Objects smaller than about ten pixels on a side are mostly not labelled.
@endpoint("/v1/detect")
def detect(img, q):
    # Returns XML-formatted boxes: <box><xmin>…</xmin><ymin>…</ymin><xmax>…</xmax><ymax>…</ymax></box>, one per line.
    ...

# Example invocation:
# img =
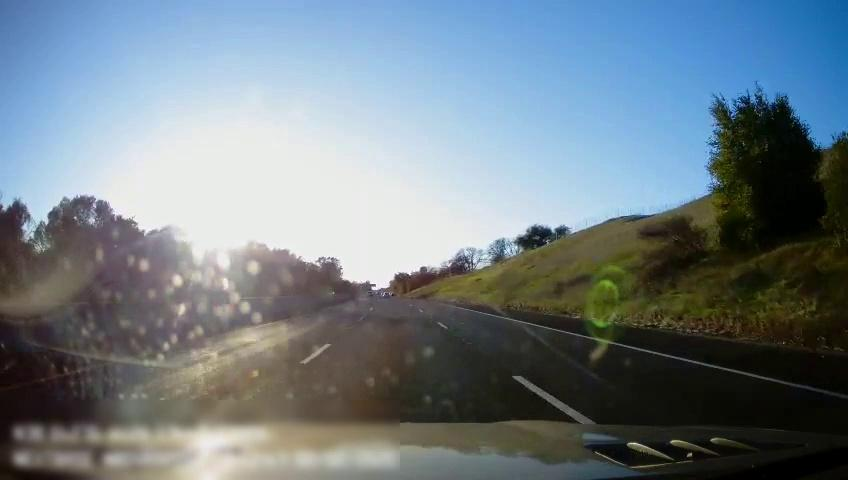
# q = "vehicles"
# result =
<box><xmin>364</xmin><ymin>290</ymin><xmax>377</xmax><ymax>298</ymax></box>
<box><xmin>382</xmin><ymin>292</ymin><xmax>391</xmax><ymax>299</ymax></box>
